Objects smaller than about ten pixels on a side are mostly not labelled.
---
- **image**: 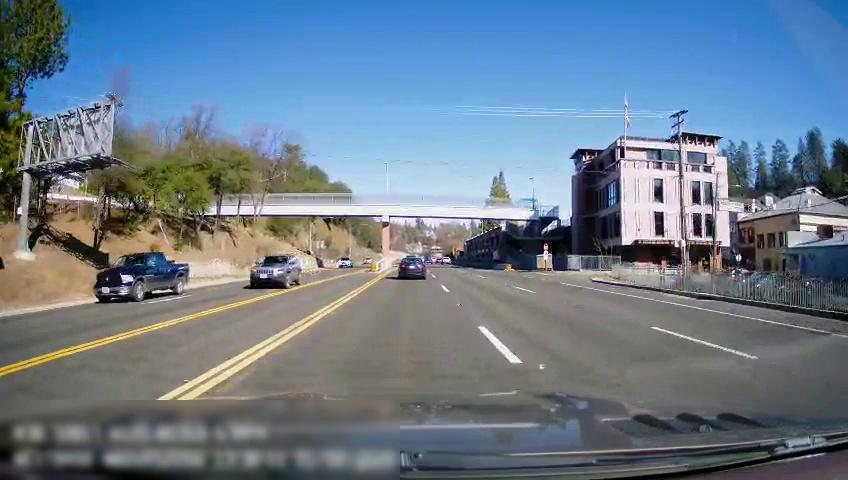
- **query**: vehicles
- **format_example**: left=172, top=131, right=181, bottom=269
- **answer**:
left=93, top=250, right=192, bottom=304
left=440, top=256, right=452, bottom=265
left=248, top=254, right=305, bottom=290
left=335, top=256, right=353, bottom=269
left=398, top=257, right=426, bottom=280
